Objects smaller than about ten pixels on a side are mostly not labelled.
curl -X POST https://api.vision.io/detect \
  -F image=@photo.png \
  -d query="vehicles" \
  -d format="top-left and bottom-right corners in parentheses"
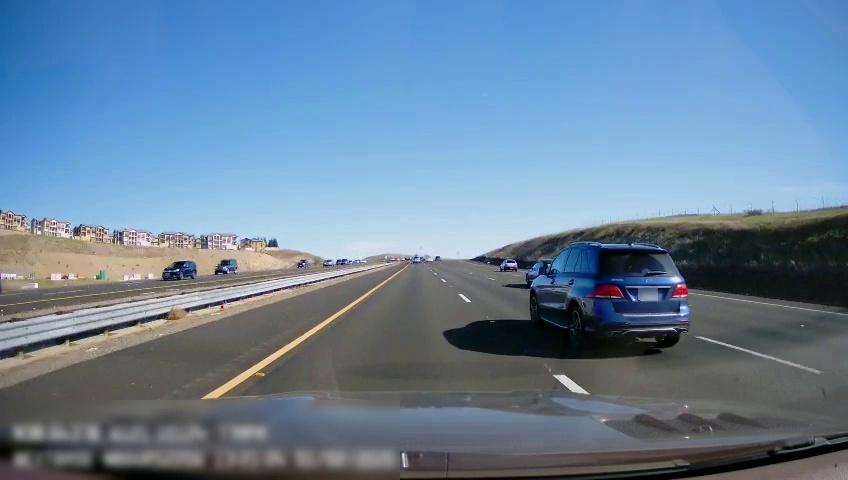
top-left (528, 243), bottom-right (692, 350)
top-left (500, 258), bottom-right (518, 272)
top-left (162, 261), bottom-right (197, 281)
top-left (214, 259), bottom-right (237, 276)
top-left (296, 259), bottom-right (308, 268)
top-left (411, 254), bottom-right (421, 264)
top-left (525, 259), bottom-right (554, 287)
